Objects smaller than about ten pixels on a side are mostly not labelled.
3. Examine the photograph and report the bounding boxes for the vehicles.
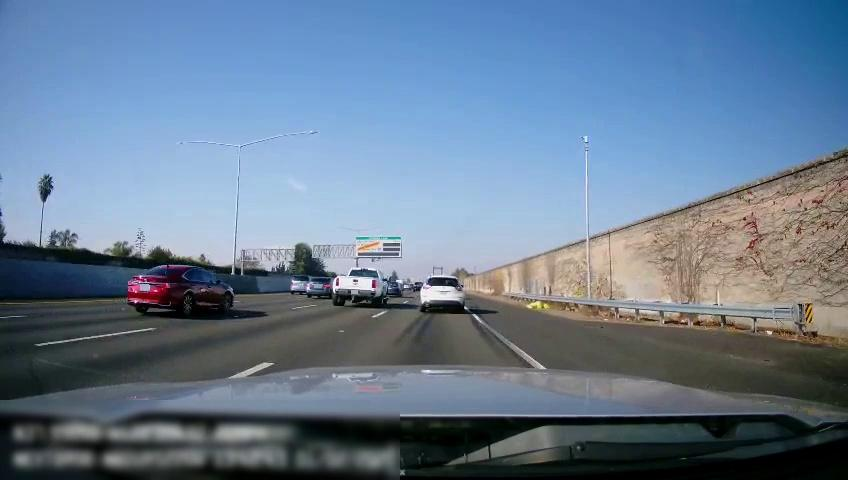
[290,275,314,294]
[332,268,390,308]
[419,276,465,312]
[306,277,335,299]
[127,265,235,317]
[412,282,424,292]
[387,282,403,297]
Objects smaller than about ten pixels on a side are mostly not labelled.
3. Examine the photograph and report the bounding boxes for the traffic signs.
[804,303,815,324]
[356,236,403,258]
